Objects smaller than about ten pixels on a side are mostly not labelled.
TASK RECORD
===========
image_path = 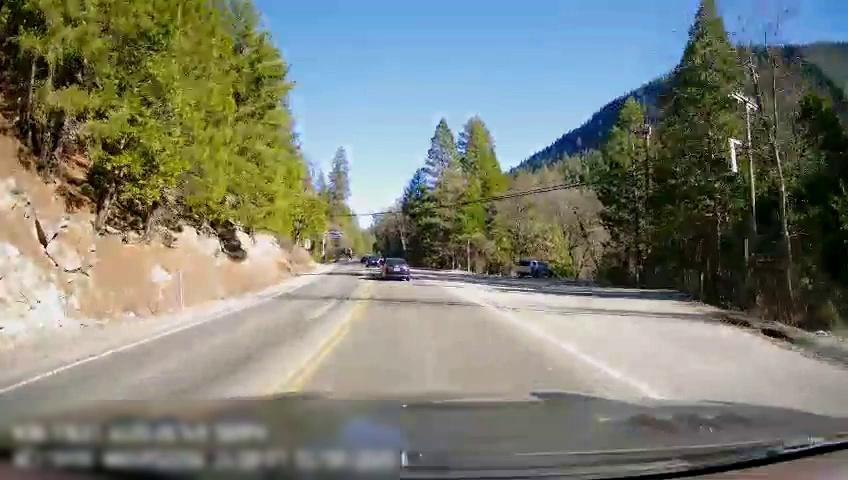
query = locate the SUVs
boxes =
[515,258,551,278]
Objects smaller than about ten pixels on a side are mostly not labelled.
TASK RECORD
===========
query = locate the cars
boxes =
[365,256,380,268]
[382,261,411,282]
